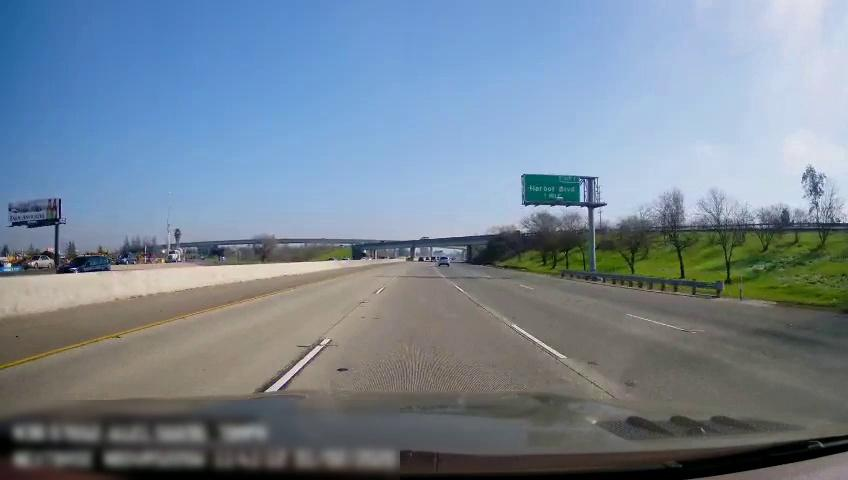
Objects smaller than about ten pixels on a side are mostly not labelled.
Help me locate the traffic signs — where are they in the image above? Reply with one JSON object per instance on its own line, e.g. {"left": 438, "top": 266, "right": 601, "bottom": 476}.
{"left": 522, "top": 173, "right": 581, "bottom": 204}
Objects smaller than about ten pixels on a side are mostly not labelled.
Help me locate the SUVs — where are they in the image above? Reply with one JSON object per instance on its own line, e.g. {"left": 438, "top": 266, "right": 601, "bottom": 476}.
{"left": 55, "top": 255, "right": 112, "bottom": 275}
{"left": 438, "top": 256, "right": 450, "bottom": 266}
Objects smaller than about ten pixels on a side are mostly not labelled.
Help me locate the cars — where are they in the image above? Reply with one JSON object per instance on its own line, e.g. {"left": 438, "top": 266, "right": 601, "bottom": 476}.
{"left": 22, "top": 255, "right": 55, "bottom": 270}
